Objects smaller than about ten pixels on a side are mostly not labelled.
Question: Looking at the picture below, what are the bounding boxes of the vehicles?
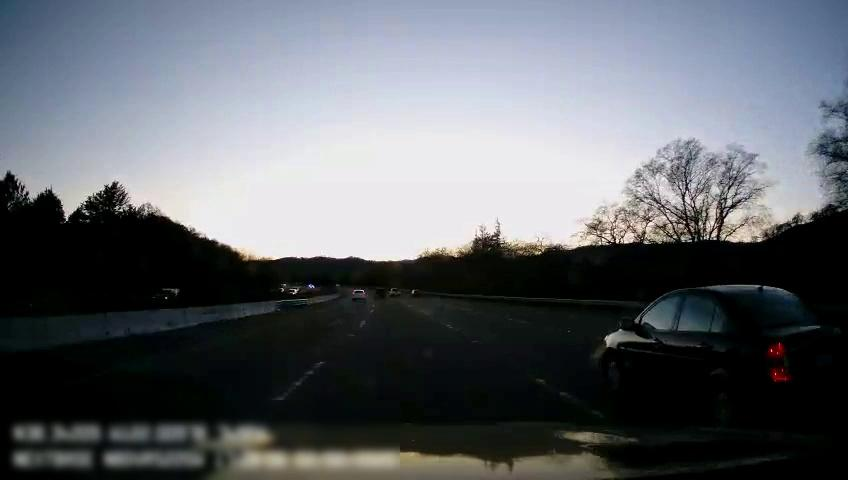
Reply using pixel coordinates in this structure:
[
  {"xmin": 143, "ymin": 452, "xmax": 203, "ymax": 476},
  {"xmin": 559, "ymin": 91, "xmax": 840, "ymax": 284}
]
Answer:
[
  {"xmin": 373, "ymin": 288, "xmax": 386, "ymax": 299},
  {"xmin": 152, "ymin": 287, "xmax": 182, "ymax": 306},
  {"xmin": 351, "ymin": 289, "xmax": 366, "ymax": 303},
  {"xmin": 594, "ymin": 284, "xmax": 848, "ymax": 433},
  {"xmin": 389, "ymin": 288, "xmax": 400, "ymax": 297}
]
